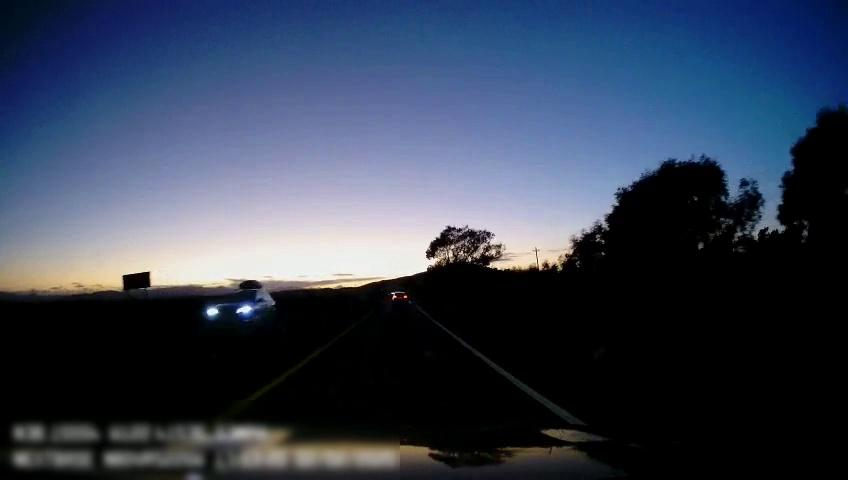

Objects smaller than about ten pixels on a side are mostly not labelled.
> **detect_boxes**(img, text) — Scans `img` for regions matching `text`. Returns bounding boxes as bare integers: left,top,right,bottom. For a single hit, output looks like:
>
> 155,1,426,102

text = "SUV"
201,288,278,331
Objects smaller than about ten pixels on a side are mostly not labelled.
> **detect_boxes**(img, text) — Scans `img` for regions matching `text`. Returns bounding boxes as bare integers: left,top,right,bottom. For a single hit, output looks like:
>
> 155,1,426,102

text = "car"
391,291,409,305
